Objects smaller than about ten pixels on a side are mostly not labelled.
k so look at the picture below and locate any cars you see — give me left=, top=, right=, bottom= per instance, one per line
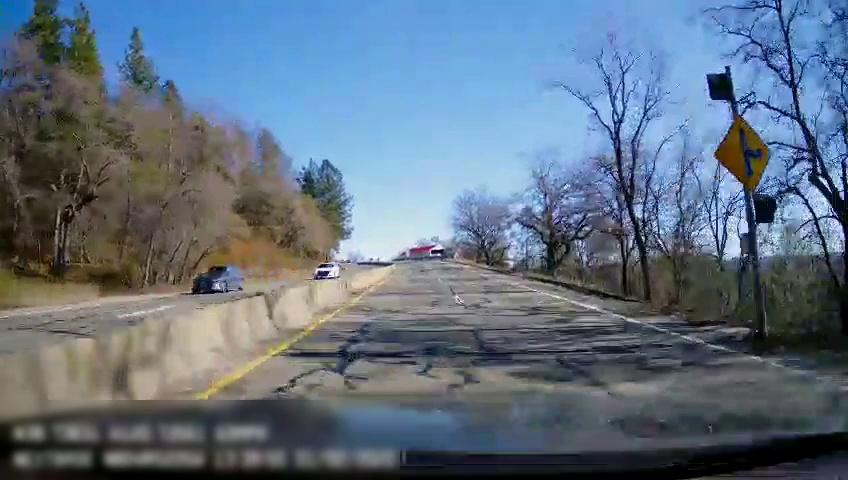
left=190, top=264, right=245, bottom=295
left=314, top=262, right=341, bottom=280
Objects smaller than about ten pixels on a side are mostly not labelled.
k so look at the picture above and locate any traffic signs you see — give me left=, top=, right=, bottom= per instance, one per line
left=712, top=113, right=773, bottom=193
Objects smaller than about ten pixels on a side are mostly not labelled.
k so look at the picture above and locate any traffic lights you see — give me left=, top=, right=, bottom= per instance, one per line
left=748, top=189, right=779, bottom=225
left=705, top=63, right=738, bottom=104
